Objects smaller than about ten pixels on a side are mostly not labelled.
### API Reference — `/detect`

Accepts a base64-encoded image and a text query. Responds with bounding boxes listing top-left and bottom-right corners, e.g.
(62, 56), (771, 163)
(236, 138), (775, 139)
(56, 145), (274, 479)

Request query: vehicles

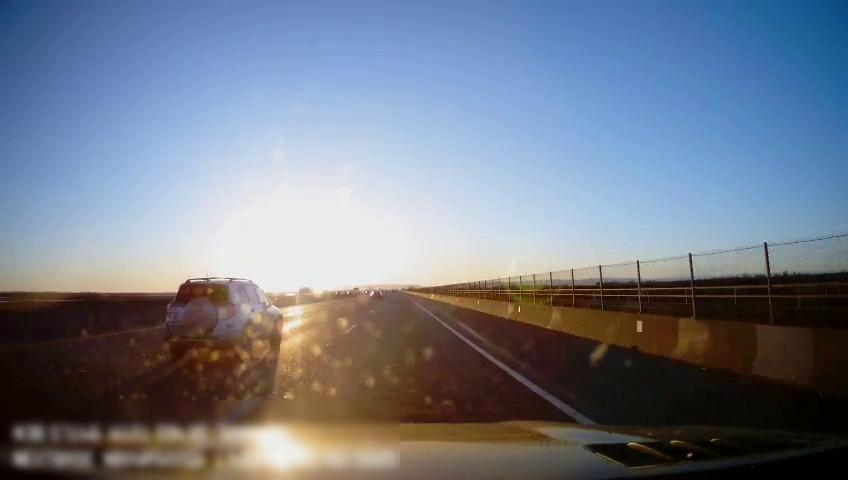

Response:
(162, 277), (284, 360)
(297, 288), (310, 298)
(370, 290), (383, 300)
